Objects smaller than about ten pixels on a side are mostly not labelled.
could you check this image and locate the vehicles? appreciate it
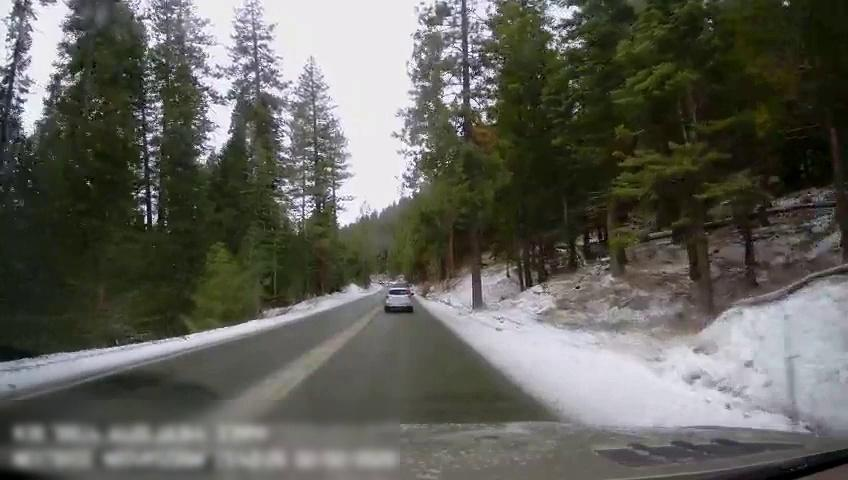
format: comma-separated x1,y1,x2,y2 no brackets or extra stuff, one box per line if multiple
393,283,410,290
384,287,415,312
